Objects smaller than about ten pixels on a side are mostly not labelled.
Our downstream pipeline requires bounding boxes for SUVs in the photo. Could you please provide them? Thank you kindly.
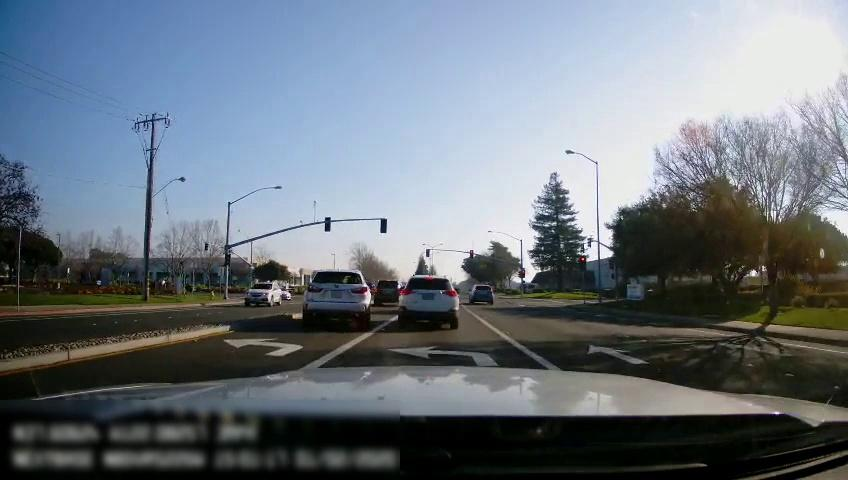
[244,281,282,307]
[373,280,401,305]
[397,275,460,329]
[301,268,373,332]
[469,285,493,304]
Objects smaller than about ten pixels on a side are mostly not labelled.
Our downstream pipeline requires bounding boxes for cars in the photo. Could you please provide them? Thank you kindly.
[280,288,292,303]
